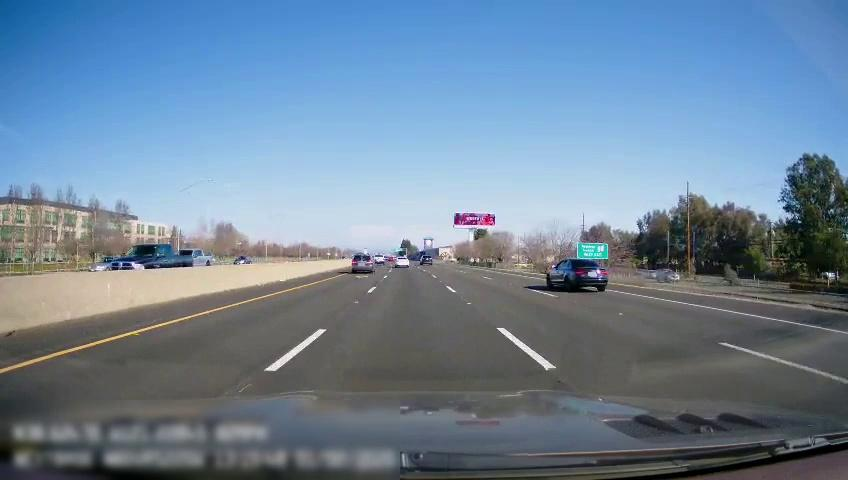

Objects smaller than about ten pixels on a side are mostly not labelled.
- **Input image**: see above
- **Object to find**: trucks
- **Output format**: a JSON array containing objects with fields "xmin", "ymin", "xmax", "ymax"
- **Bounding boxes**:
[
  {"xmin": 175, "ymin": 247, "xmax": 213, "ymax": 269},
  {"xmin": 108, "ymin": 242, "xmax": 194, "ymax": 272},
  {"xmin": 370, "ymin": 253, "xmax": 386, "ymax": 266}
]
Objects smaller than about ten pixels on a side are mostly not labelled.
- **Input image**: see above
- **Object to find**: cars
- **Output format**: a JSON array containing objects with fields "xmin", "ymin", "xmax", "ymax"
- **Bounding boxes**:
[
  {"xmin": 655, "ymin": 268, "xmax": 681, "ymax": 284},
  {"xmin": 394, "ymin": 256, "xmax": 409, "ymax": 268},
  {"xmin": 546, "ymin": 258, "xmax": 608, "ymax": 292},
  {"xmin": 87, "ymin": 255, "xmax": 133, "ymax": 273}
]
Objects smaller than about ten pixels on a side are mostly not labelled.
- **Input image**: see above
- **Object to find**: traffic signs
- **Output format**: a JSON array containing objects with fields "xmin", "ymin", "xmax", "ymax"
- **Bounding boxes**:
[{"xmin": 577, "ymin": 241, "xmax": 609, "ymax": 259}]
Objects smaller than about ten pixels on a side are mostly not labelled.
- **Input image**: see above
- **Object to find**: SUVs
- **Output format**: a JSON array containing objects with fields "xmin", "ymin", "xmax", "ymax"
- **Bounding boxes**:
[{"xmin": 351, "ymin": 254, "xmax": 375, "ymax": 274}]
